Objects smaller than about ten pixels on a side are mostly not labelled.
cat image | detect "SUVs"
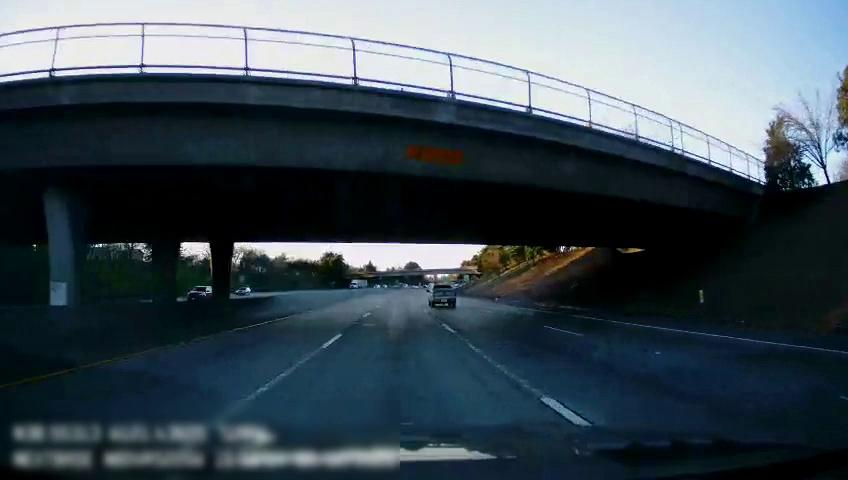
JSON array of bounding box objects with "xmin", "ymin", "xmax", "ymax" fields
[
  {"xmin": 235, "ymin": 287, "xmax": 251, "ymax": 296},
  {"xmin": 186, "ymin": 285, "xmax": 213, "ymax": 301}
]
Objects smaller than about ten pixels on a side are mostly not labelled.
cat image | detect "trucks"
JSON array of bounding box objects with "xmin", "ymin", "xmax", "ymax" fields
[
  {"xmin": 426, "ymin": 283, "xmax": 457, "ymax": 308},
  {"xmin": 349, "ymin": 279, "xmax": 369, "ymax": 290}
]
